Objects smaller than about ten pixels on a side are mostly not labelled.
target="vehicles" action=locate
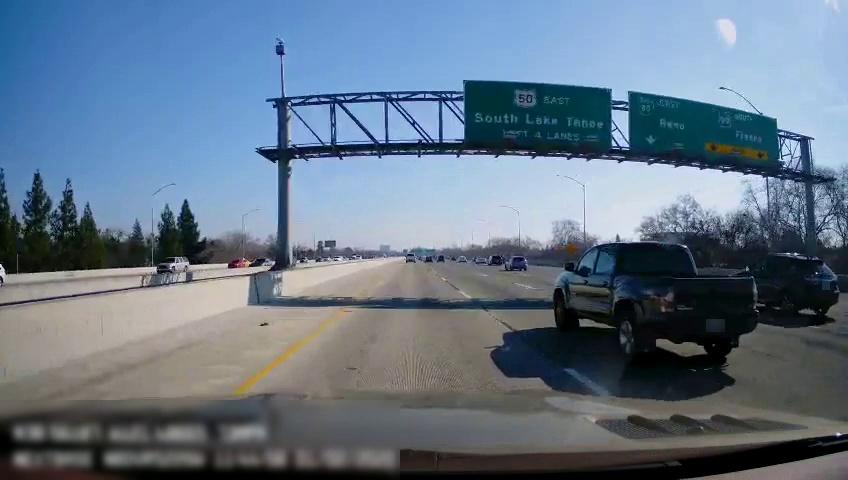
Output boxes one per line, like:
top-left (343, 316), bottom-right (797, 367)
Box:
top-left (405, 253), bottom-right (416, 264)
top-left (504, 255), bottom-right (528, 272)
top-left (248, 257), bottom-right (274, 268)
top-left (732, 252), bottom-right (841, 319)
top-left (475, 255), bottom-right (487, 265)
top-left (227, 256), bottom-right (251, 269)
top-left (550, 241), bottom-right (762, 366)
top-left (0, 262), bottom-right (8, 287)
top-left (155, 256), bottom-right (190, 274)
top-left (487, 255), bottom-right (503, 266)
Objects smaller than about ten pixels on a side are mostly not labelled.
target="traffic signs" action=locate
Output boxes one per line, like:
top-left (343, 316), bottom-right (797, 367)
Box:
top-left (567, 243), bottom-right (577, 255)
top-left (463, 79), bottom-right (613, 154)
top-left (627, 89), bottom-right (779, 169)
top-left (324, 240), bottom-right (337, 248)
